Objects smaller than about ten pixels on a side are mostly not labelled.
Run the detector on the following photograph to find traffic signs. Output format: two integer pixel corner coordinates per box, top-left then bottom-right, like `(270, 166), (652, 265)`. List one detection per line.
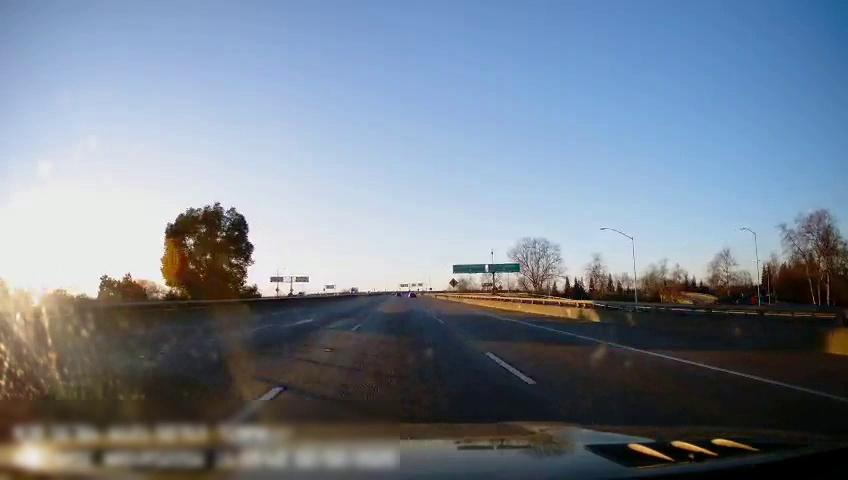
(488, 263), (520, 272)
(448, 278), (459, 288)
(453, 264), (486, 273)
